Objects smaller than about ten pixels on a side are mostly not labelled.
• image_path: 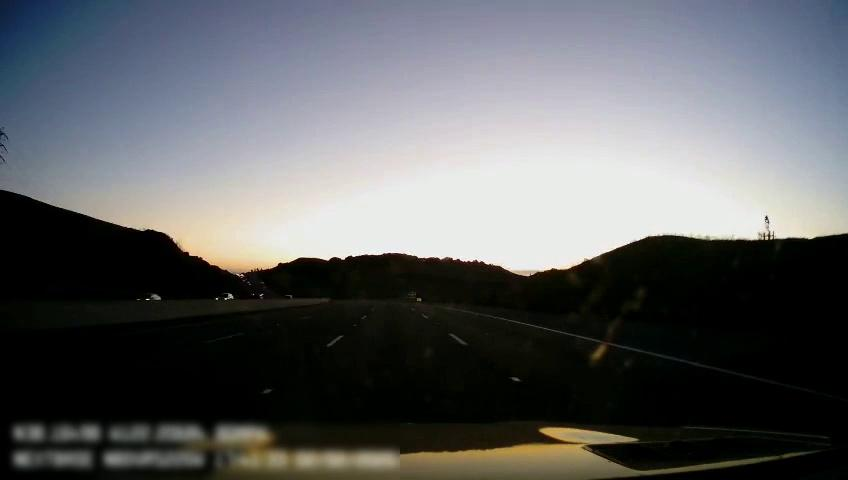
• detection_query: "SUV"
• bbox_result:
[215,292,234,301]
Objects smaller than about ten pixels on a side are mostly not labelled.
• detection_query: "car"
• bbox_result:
[135,292,162,301]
